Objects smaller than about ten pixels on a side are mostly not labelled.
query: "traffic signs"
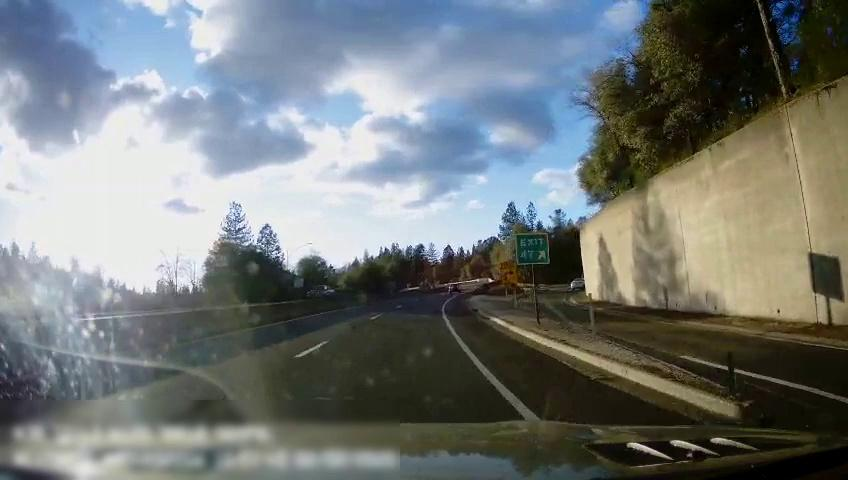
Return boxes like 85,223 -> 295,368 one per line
502,268 -> 518,284
500,261 -> 515,269
515,232 -> 550,264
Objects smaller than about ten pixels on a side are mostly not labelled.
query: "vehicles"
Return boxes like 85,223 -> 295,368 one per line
570,278 -> 586,291
306,284 -> 335,300
448,283 -> 462,295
